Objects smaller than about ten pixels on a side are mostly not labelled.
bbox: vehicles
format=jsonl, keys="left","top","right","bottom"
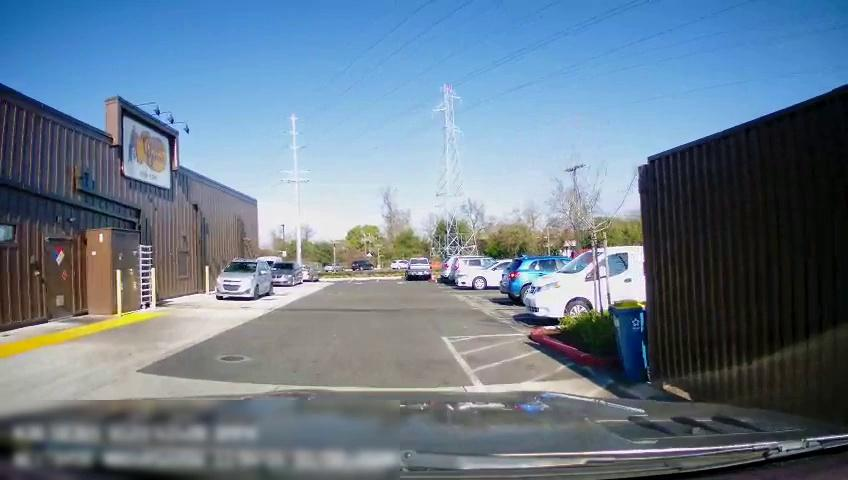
{"left": 442, "top": 253, "right": 484, "bottom": 283}
{"left": 523, "top": 245, "right": 646, "bottom": 319}
{"left": 257, "top": 255, "right": 285, "bottom": 269}
{"left": 215, "top": 258, "right": 273, "bottom": 301}
{"left": 405, "top": 257, "right": 431, "bottom": 281}
{"left": 301, "top": 267, "right": 320, "bottom": 282}
{"left": 391, "top": 260, "right": 409, "bottom": 270}
{"left": 456, "top": 259, "right": 516, "bottom": 291}
{"left": 269, "top": 261, "right": 304, "bottom": 286}
{"left": 350, "top": 260, "right": 374, "bottom": 271}
{"left": 499, "top": 256, "right": 574, "bottom": 304}
{"left": 449, "top": 256, "right": 495, "bottom": 284}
